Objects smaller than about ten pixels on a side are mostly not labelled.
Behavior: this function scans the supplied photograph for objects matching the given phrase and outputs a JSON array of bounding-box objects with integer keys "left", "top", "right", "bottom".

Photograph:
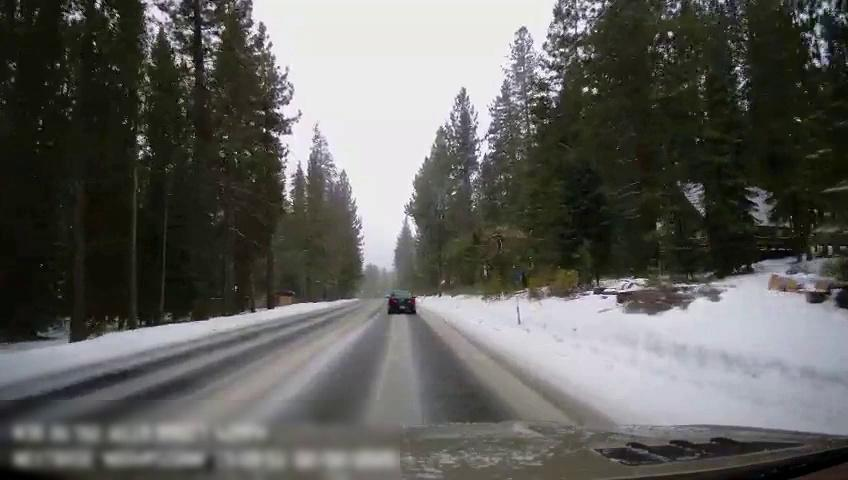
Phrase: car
[{"left": 386, "top": 290, "right": 417, "bottom": 315}]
